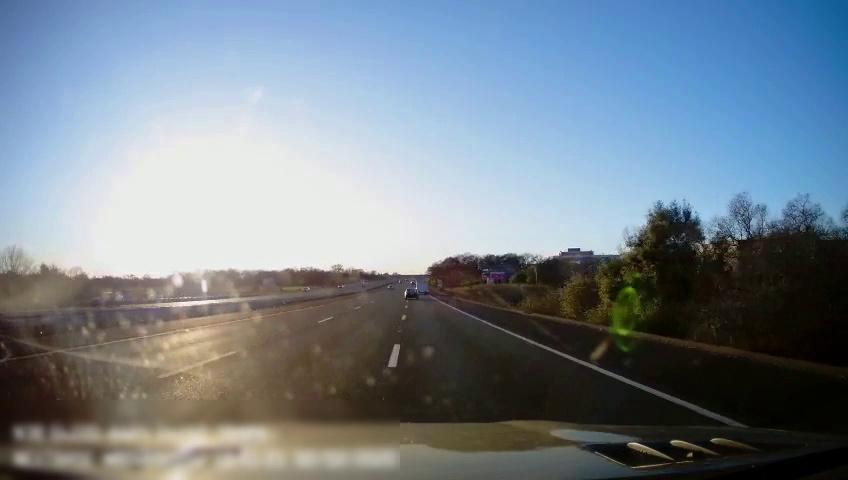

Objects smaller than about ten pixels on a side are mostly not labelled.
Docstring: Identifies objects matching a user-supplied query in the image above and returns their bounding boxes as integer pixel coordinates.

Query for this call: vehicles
[89,290,125,308]
[404,287,419,300]
[302,287,312,294]
[415,280,429,296]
